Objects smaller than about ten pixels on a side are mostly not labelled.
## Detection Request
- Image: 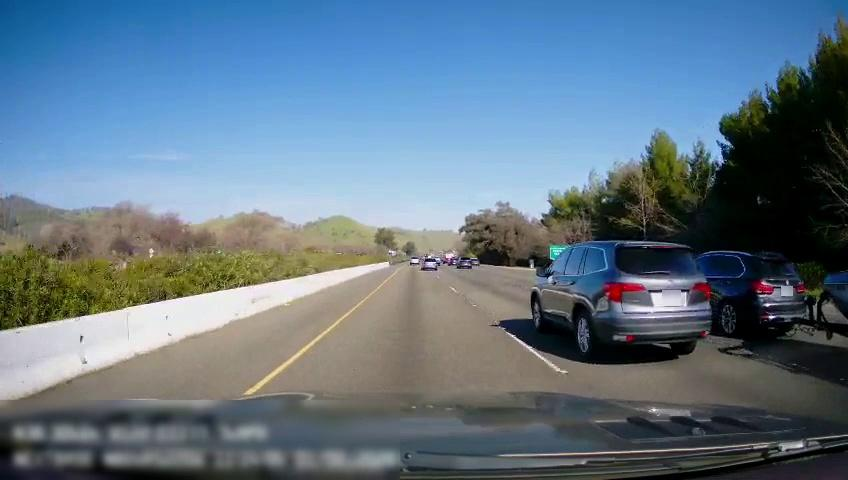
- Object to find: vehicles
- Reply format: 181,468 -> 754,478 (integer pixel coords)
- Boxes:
442,253 -> 454,264
690,248 -> 812,341
469,257 -> 480,266
408,255 -> 420,265
528,238 -> 714,357
447,256 -> 460,266
431,256 -> 441,267
455,256 -> 473,270
420,257 -> 438,271
799,268 -> 848,344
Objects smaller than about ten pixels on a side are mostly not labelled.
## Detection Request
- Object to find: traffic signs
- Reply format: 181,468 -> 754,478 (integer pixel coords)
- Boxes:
549,244 -> 573,260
